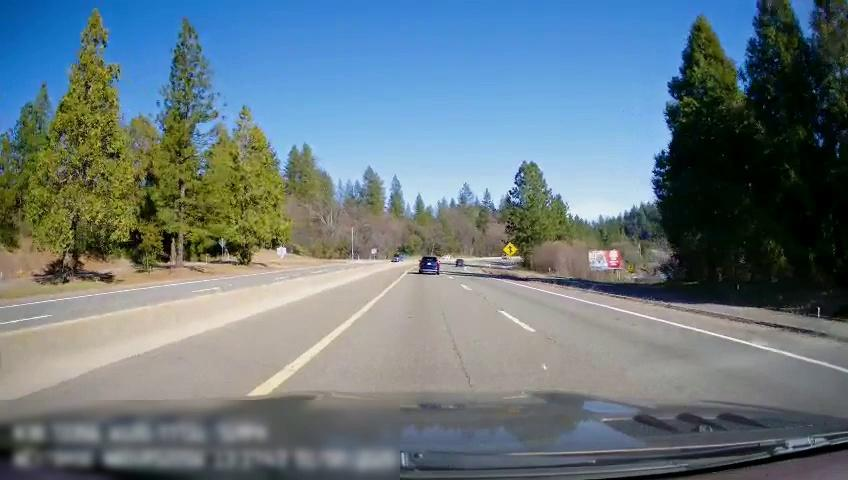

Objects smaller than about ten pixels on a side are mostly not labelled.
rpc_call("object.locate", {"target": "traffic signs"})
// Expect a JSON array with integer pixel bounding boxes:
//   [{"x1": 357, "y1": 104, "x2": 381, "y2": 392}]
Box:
[{"x1": 503, "y1": 242, "x2": 518, "y2": 257}]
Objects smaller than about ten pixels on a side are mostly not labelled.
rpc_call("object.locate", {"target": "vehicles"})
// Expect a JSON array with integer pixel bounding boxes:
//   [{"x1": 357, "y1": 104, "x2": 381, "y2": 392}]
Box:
[
  {"x1": 391, "y1": 253, "x2": 402, "y2": 263},
  {"x1": 418, "y1": 256, "x2": 441, "y2": 274}
]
